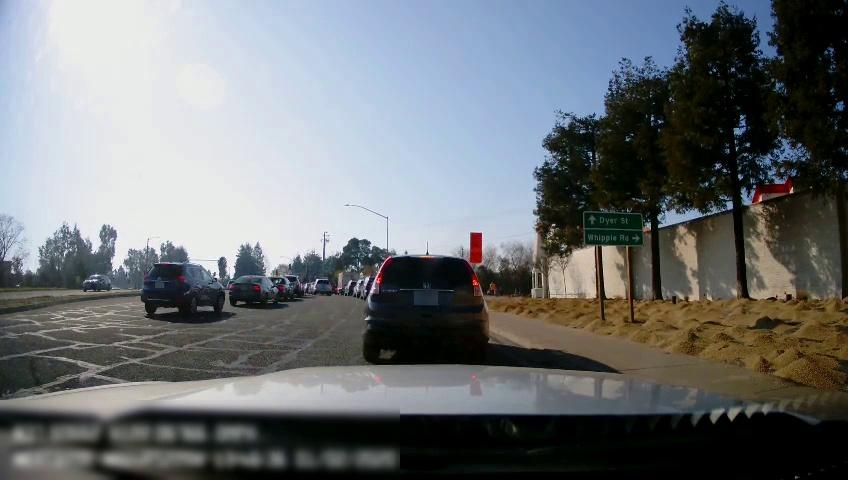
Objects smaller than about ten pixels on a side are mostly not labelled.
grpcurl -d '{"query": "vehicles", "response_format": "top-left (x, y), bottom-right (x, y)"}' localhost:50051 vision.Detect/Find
top-left (229, 274), bottom-right (281, 310)
top-left (267, 276), bottom-right (295, 301)
top-left (336, 271), bottom-right (358, 297)
top-left (362, 254), bottom-right (492, 365)
top-left (345, 280), bottom-right (357, 297)
top-left (352, 279), bottom-right (364, 297)
top-left (285, 275), bottom-right (304, 298)
top-left (359, 277), bottom-right (376, 300)
top-left (312, 278), bottom-right (333, 295)
top-left (81, 274), bottom-right (111, 292)
top-left (140, 261), bottom-right (226, 319)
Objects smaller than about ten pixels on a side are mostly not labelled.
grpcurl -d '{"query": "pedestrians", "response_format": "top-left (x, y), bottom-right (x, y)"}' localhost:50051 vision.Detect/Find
top-left (487, 278), bottom-right (496, 296)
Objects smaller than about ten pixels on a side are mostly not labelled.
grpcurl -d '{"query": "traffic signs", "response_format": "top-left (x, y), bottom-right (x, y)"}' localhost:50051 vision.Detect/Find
top-left (469, 231), bottom-right (483, 264)
top-left (584, 211), bottom-right (646, 247)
